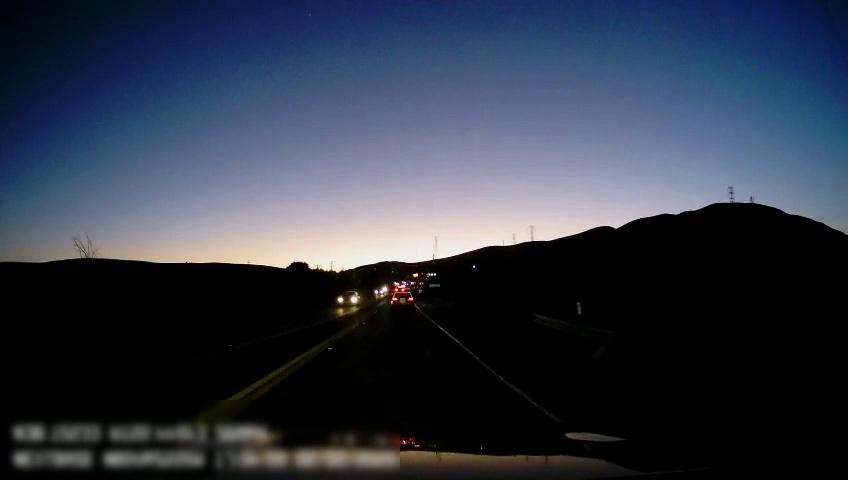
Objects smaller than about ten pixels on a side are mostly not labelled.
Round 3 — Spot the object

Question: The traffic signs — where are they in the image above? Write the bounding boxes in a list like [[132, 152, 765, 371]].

[[428, 283, 441, 288]]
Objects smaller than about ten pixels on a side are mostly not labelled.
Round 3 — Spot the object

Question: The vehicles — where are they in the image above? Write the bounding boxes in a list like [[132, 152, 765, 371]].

[[336, 290, 361, 306], [373, 287, 384, 295], [391, 291, 415, 309]]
